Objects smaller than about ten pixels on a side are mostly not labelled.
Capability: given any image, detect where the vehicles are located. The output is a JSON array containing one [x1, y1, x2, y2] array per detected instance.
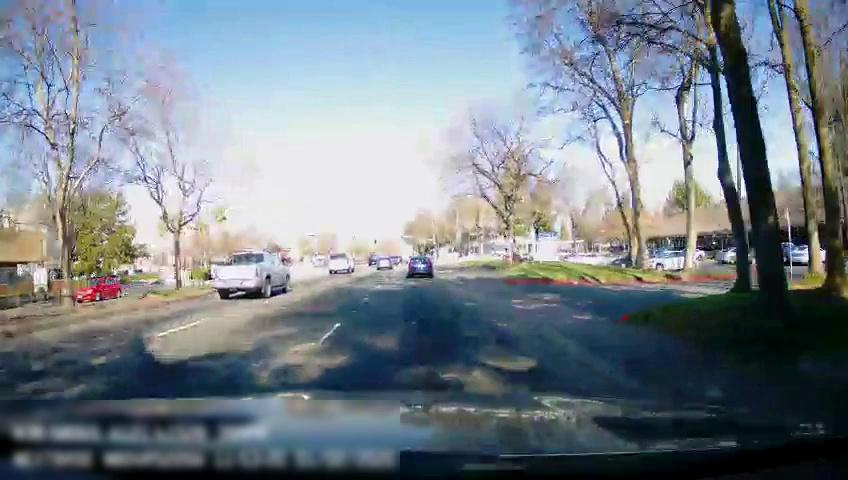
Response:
[[368, 255, 379, 265], [327, 254, 354, 274], [407, 256, 433, 279], [70, 275, 129, 305], [376, 254, 393, 270], [212, 253, 291, 300]]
